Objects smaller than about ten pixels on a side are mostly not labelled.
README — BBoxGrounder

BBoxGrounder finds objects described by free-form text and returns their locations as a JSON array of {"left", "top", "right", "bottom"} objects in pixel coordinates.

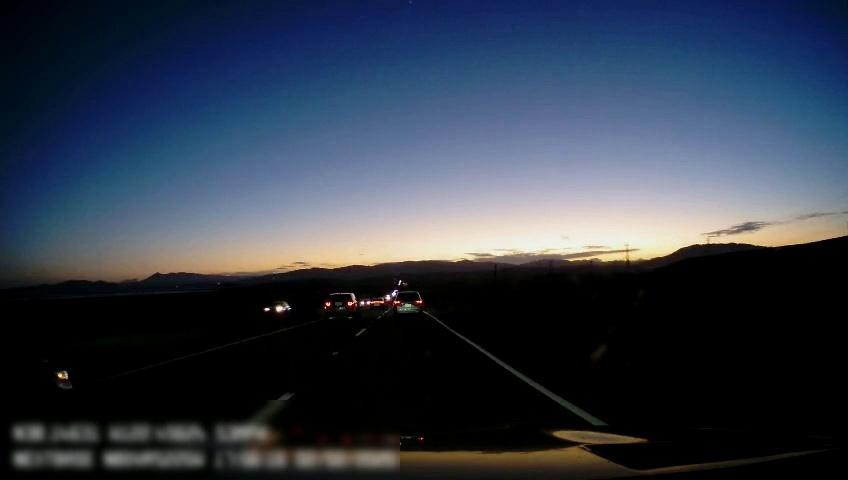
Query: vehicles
[
  {"left": 263, "top": 300, "right": 292, "bottom": 318},
  {"left": 370, "top": 297, "right": 388, "bottom": 310},
  {"left": 0, "top": 357, "right": 76, "bottom": 423},
  {"left": 393, "top": 291, "right": 424, "bottom": 319},
  {"left": 324, "top": 292, "right": 360, "bottom": 326}
]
